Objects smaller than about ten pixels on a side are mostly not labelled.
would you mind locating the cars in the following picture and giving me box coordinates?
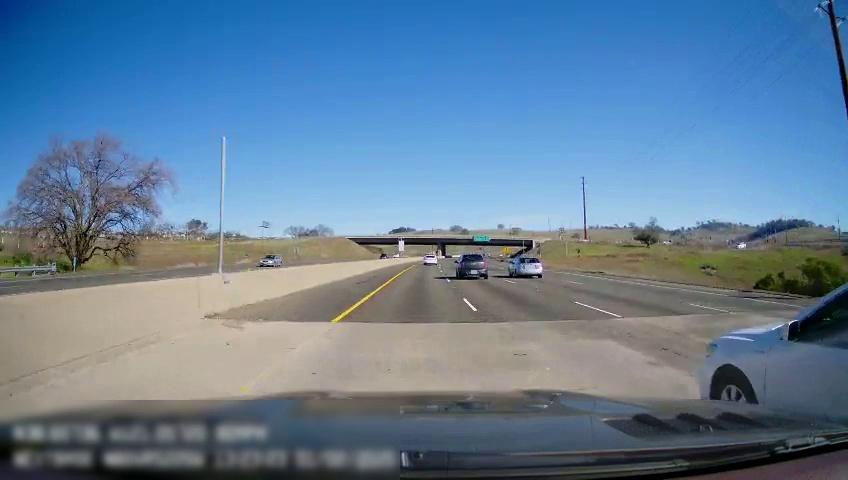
[695,288,848,423]
[453,254,488,279]
[508,256,543,279]
[259,255,281,267]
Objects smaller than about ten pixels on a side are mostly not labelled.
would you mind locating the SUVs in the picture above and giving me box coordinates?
[423,254,438,265]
